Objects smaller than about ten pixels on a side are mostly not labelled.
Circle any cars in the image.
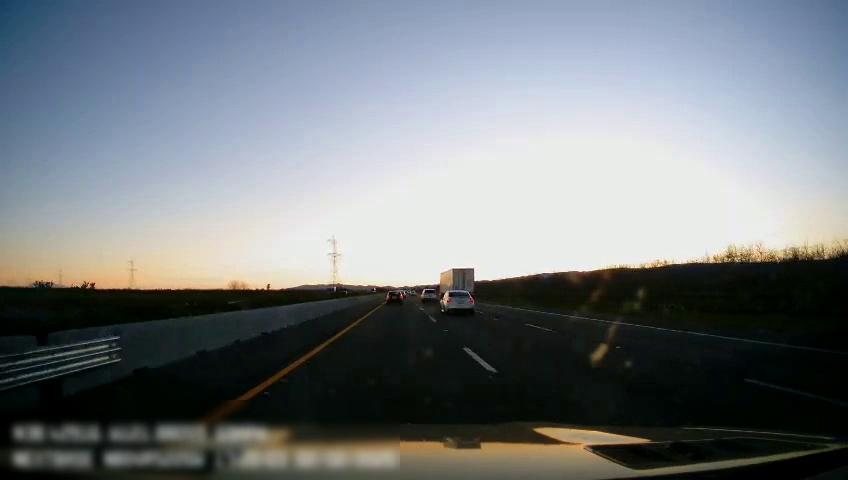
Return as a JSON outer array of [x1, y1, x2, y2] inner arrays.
[[439, 290, 475, 315]]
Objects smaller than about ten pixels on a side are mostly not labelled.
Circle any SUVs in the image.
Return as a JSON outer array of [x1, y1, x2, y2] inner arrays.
[[420, 288, 439, 304], [386, 290, 404, 305]]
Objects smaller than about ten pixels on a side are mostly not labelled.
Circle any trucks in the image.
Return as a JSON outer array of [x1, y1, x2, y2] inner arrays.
[[325, 286, 337, 294], [439, 268, 475, 300]]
